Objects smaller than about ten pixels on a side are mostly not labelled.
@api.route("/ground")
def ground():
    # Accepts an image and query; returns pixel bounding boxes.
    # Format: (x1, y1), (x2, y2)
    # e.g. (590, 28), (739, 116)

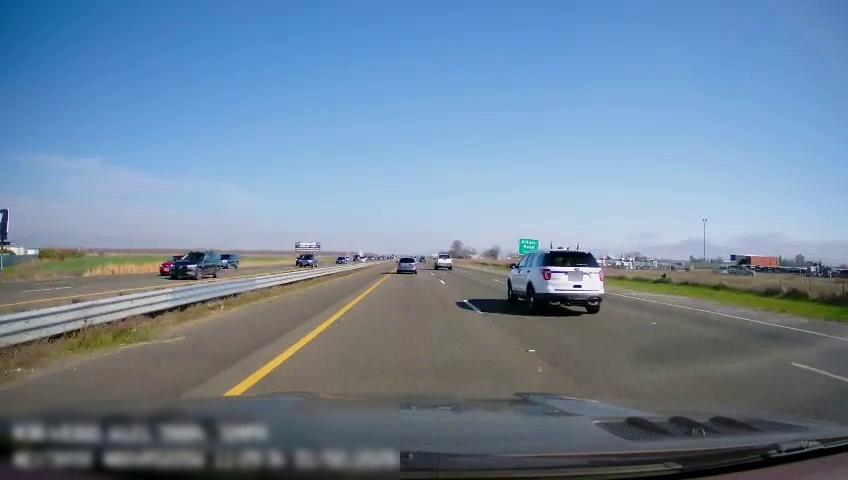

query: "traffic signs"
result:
(519, 237), (538, 254)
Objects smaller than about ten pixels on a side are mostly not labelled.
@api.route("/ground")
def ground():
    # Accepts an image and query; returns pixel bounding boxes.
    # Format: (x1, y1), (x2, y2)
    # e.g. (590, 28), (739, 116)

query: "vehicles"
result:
(335, 257), (348, 264)
(299, 254), (319, 268)
(396, 256), (417, 275)
(433, 255), (453, 271)
(296, 254), (305, 266)
(159, 255), (184, 276)
(506, 250), (604, 314)
(169, 251), (223, 281)
(220, 253), (241, 270)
